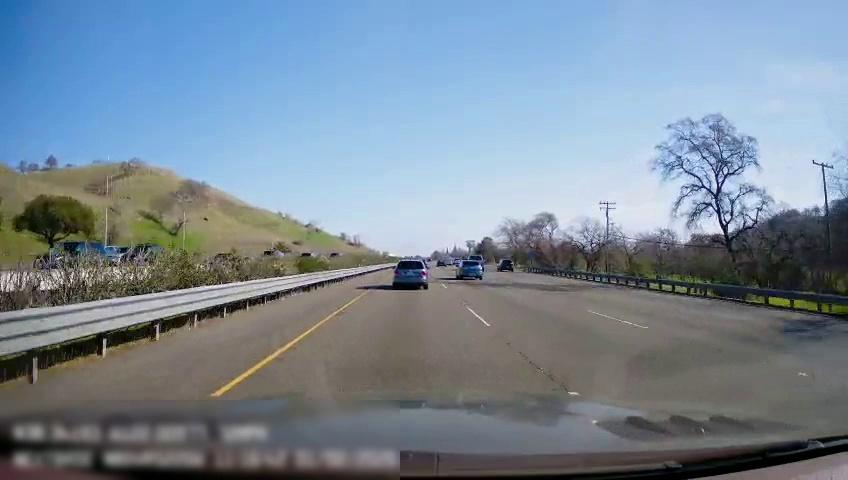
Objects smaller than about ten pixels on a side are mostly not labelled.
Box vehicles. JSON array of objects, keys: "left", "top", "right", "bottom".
[
  {"left": 118, "top": 244, "right": 166, "bottom": 269},
  {"left": 391, "top": 259, "right": 429, "bottom": 289},
  {"left": 436, "top": 258, "right": 446, "bottom": 267},
  {"left": 469, "top": 256, "right": 485, "bottom": 272},
  {"left": 455, "top": 259, "right": 483, "bottom": 281},
  {"left": 33, "top": 239, "right": 106, "bottom": 276},
  {"left": 104, "top": 245, "right": 133, "bottom": 267},
  {"left": 496, "top": 258, "right": 515, "bottom": 273}
]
